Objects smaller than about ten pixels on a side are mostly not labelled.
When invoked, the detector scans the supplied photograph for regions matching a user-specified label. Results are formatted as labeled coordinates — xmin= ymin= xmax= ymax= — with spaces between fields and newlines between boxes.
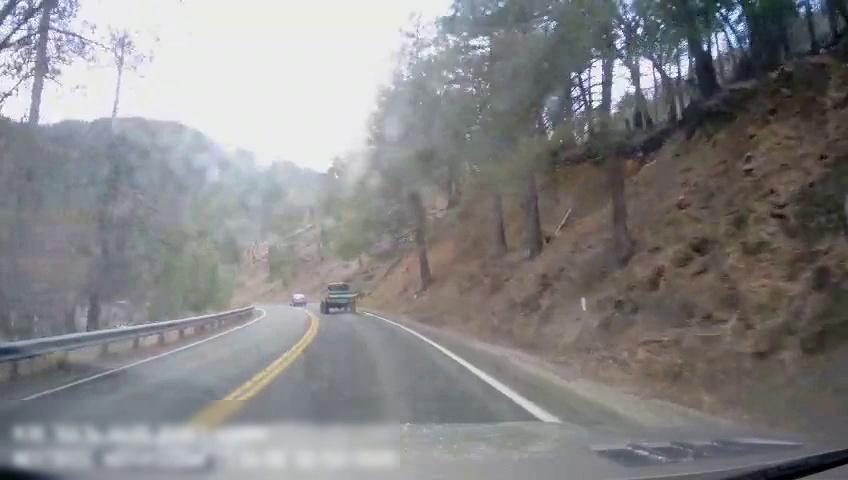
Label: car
xmin=289 ymin=293 xmax=308 ymax=307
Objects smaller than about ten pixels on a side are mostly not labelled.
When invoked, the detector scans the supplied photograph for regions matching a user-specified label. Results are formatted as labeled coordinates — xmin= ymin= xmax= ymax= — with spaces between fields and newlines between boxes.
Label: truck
xmin=319 ymin=282 xmax=357 ymax=314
